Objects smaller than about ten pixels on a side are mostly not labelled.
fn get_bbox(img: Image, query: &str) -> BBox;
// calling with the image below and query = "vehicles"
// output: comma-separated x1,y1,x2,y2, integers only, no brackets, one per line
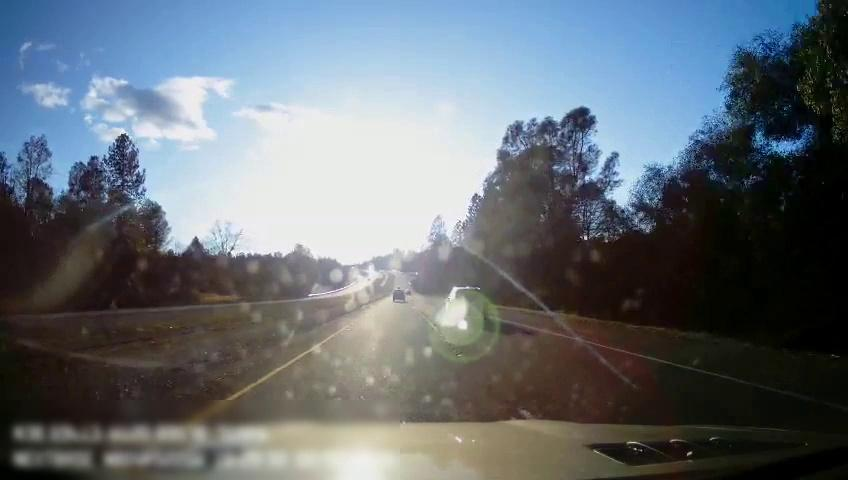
448,287,477,308
392,289,407,303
